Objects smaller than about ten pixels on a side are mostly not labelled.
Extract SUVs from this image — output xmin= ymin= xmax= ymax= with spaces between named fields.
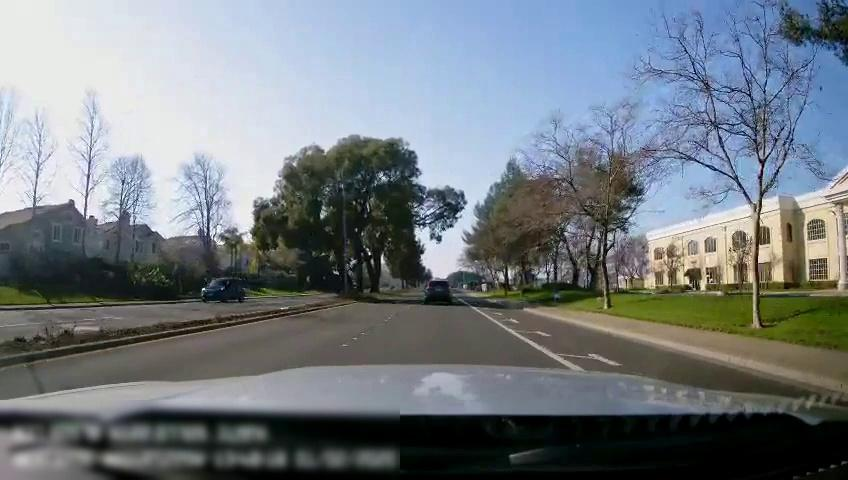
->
xmin=423 ymin=280 xmax=453 ymax=305
xmin=200 ymin=277 xmax=246 ymax=304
